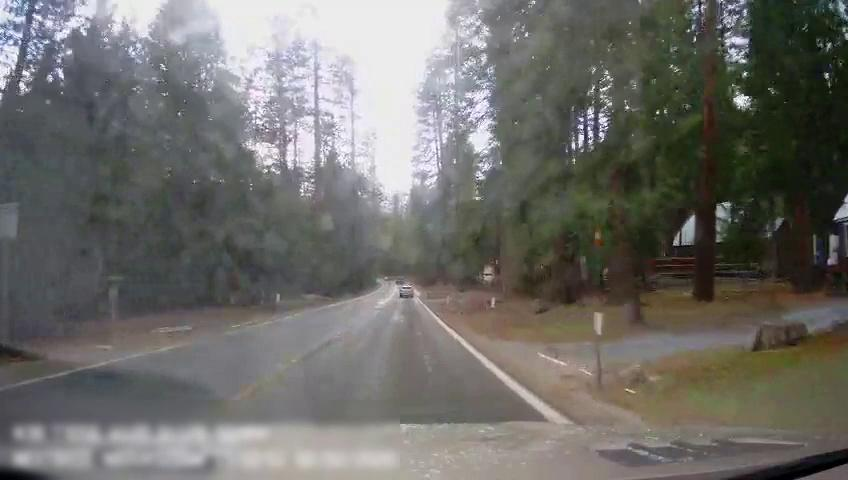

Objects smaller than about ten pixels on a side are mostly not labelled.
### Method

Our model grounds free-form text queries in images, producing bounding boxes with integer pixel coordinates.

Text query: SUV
[399,285,414,299]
